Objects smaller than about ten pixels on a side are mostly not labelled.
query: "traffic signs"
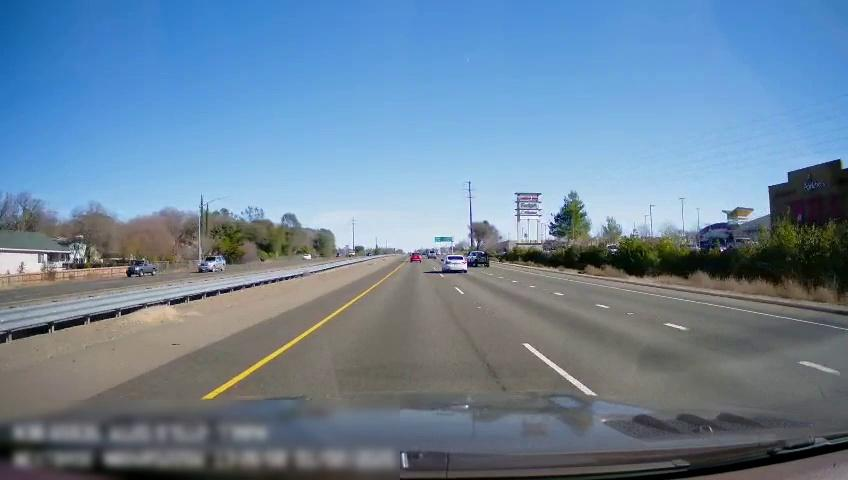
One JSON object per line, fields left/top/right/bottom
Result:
{"left": 434, "top": 236, "right": 453, "bottom": 243}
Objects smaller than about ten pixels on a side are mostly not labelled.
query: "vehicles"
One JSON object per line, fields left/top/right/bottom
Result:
{"left": 474, "top": 253, "right": 490, "bottom": 268}
{"left": 409, "top": 251, "right": 423, "bottom": 263}
{"left": 198, "top": 255, "right": 226, "bottom": 273}
{"left": 126, "top": 260, "right": 157, "bottom": 278}
{"left": 348, "top": 250, "right": 358, "bottom": 258}
{"left": 467, "top": 250, "right": 484, "bottom": 268}
{"left": 426, "top": 250, "right": 437, "bottom": 260}
{"left": 303, "top": 254, "right": 312, "bottom": 260}
{"left": 439, "top": 254, "right": 468, "bottom": 273}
